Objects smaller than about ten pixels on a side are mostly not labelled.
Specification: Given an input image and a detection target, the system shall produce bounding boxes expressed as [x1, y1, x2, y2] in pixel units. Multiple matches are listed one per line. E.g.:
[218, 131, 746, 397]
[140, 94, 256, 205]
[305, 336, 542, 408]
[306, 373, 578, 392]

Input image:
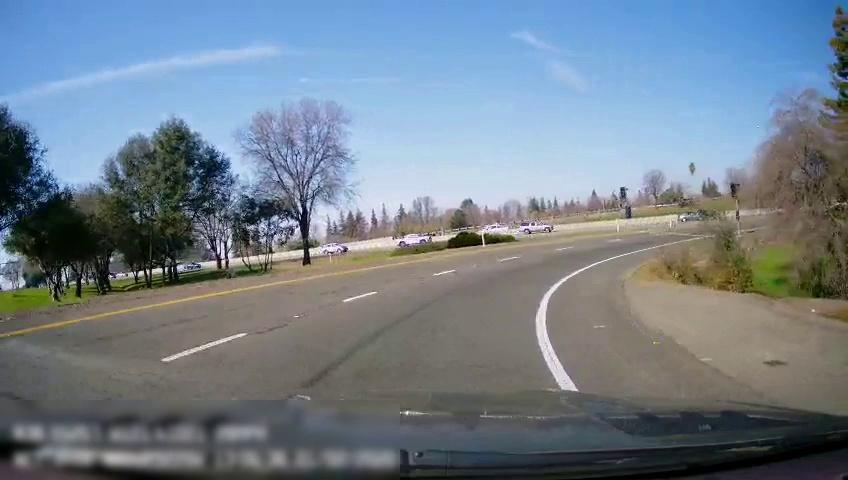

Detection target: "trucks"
[398, 233, 432, 247]
[519, 220, 554, 234]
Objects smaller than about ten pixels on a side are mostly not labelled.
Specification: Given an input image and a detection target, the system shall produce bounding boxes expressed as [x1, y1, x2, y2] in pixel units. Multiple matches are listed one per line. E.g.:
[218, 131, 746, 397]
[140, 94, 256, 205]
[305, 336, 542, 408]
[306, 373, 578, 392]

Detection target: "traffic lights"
[730, 183, 736, 197]
[620, 187, 626, 199]
[625, 206, 631, 219]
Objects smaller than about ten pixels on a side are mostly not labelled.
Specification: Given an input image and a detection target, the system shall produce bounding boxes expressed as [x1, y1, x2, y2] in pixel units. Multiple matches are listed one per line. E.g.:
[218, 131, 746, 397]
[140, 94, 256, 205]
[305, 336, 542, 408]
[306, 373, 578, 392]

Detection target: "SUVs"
[678, 211, 703, 222]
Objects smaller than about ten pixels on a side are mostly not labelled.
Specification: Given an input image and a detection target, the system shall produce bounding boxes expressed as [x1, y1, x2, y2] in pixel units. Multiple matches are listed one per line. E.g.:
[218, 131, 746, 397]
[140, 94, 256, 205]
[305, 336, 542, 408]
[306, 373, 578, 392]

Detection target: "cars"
[321, 243, 348, 254]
